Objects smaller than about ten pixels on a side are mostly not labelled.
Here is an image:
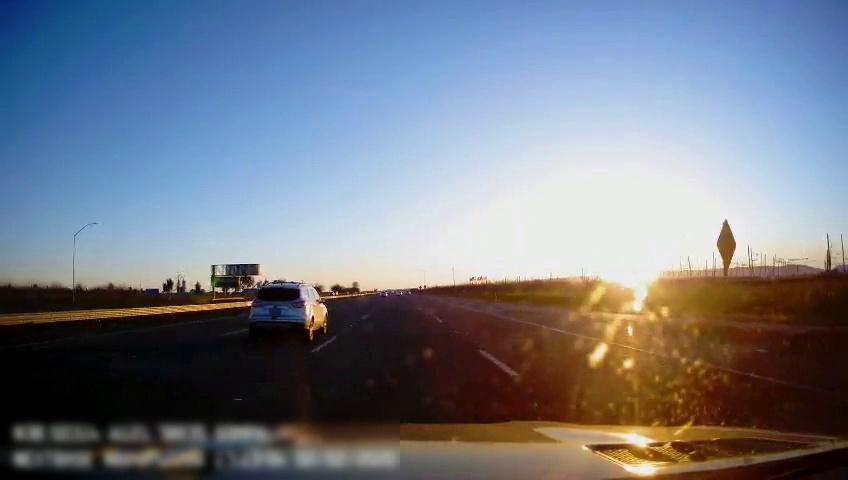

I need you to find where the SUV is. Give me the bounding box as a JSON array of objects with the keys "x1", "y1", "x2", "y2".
[{"x1": 248, "y1": 281, "x2": 329, "y2": 343}]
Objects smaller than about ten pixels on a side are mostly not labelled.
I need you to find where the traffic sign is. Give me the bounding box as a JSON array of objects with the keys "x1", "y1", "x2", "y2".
[{"x1": 716, "y1": 220, "x2": 736, "y2": 270}]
